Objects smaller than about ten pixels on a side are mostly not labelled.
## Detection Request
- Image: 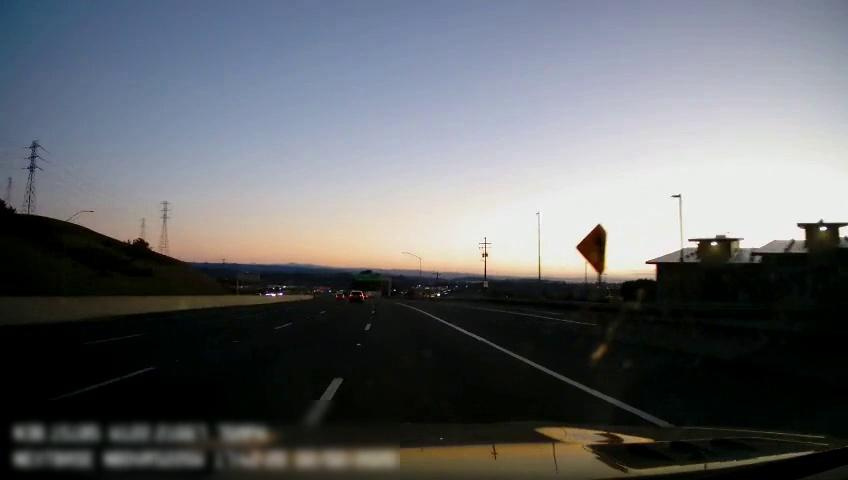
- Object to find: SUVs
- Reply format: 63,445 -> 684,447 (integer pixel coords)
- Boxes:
348,290 -> 364,303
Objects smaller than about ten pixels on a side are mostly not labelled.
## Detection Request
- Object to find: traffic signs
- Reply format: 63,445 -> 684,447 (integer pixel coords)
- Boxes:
355,274 -> 381,281
576,221 -> 608,276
